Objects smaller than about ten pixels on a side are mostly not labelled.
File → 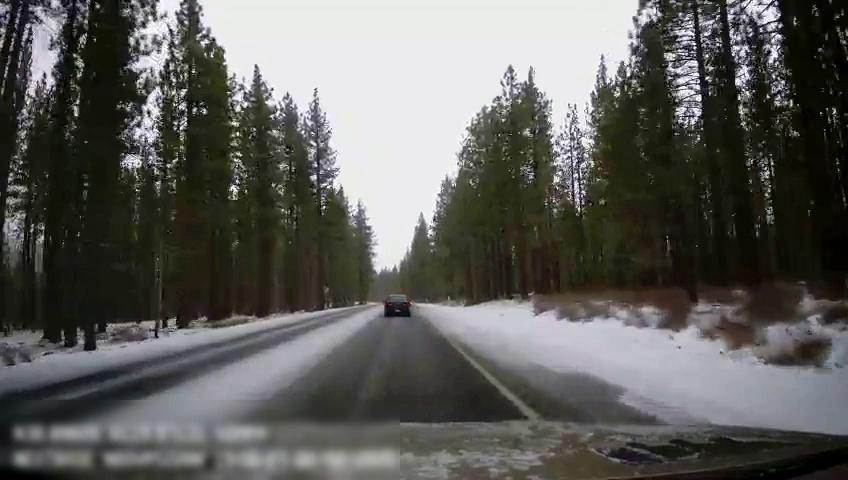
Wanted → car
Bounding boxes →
[383,293,411,318]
